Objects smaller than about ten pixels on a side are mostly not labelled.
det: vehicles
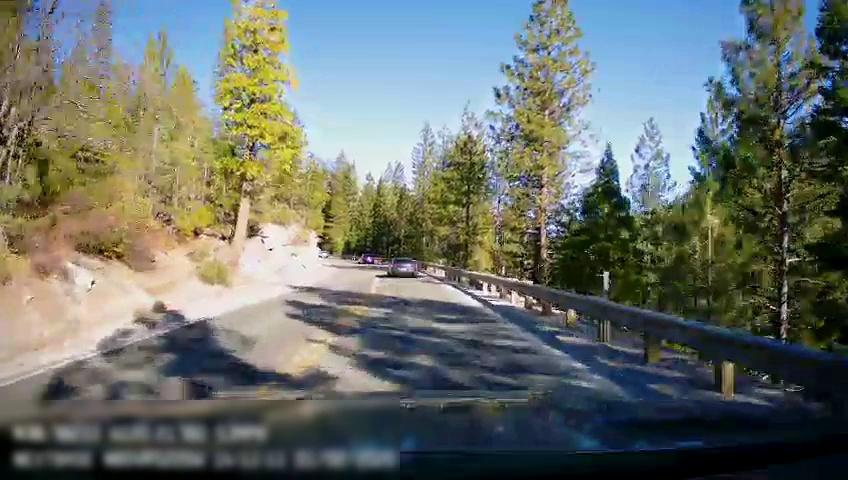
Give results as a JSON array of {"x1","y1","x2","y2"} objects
[
  {"x1": 388, "y1": 256, "x2": 418, "y2": 279},
  {"x1": 361, "y1": 253, "x2": 376, "y2": 265}
]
